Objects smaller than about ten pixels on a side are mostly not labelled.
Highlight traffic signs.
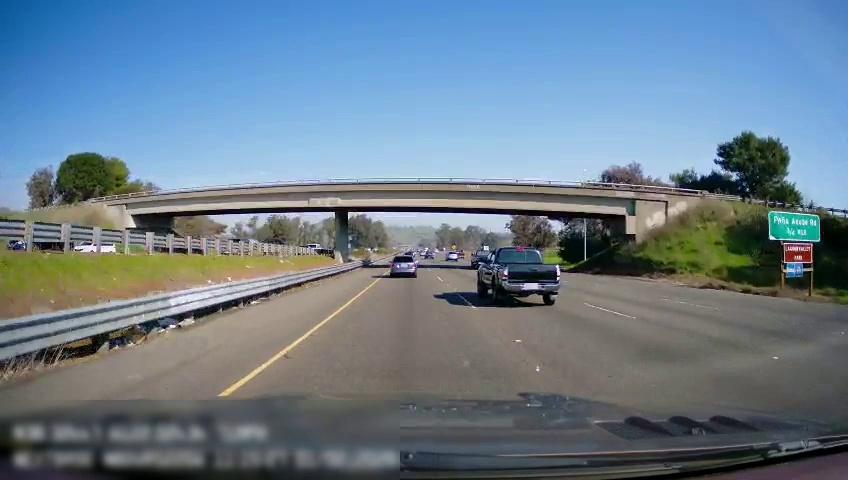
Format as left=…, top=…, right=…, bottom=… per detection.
left=767, top=210, right=822, bottom=243
left=783, top=241, right=814, bottom=264
left=785, top=263, right=805, bottom=279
